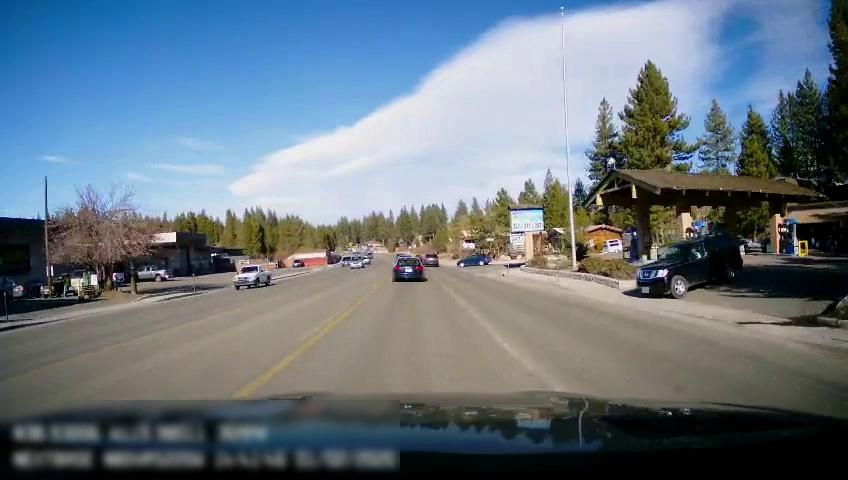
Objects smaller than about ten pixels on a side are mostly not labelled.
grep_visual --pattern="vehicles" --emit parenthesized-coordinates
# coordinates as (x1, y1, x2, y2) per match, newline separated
(392, 256, 424, 283)
(597, 238, 623, 254)
(0, 279, 18, 300)
(135, 264, 168, 283)
(636, 240, 744, 299)
(292, 259, 305, 268)
(340, 257, 352, 267)
(458, 253, 490, 266)
(350, 256, 365, 269)
(424, 255, 440, 266)
(235, 264, 273, 290)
